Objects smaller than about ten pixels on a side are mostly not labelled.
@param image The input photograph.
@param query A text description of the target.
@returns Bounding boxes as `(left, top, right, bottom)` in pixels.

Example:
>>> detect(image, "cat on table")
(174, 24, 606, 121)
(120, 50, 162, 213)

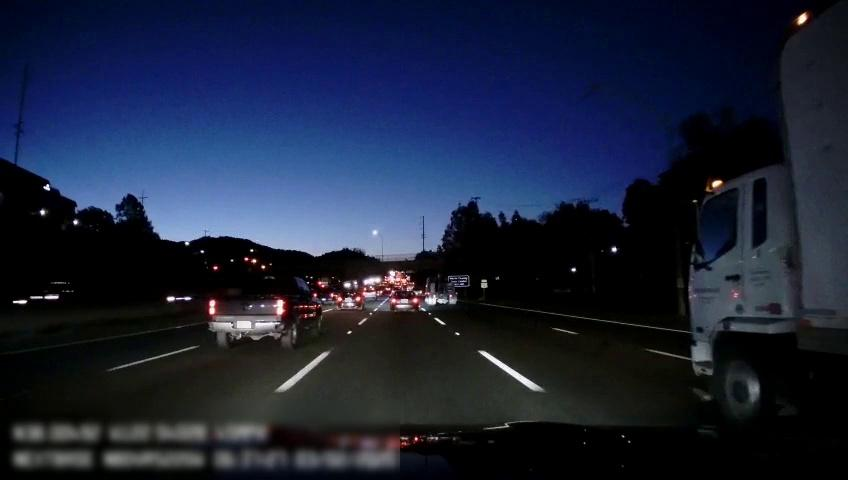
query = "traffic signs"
(448, 275, 470, 288)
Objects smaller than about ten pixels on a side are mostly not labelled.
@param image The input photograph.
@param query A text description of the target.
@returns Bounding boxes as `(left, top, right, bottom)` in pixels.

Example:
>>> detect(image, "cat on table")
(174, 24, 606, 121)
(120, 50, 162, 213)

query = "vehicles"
(425, 280, 458, 310)
(164, 289, 201, 306)
(338, 288, 365, 310)
(686, 0, 848, 435)
(362, 287, 377, 300)
(25, 283, 80, 312)
(208, 278, 322, 346)
(389, 290, 421, 316)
